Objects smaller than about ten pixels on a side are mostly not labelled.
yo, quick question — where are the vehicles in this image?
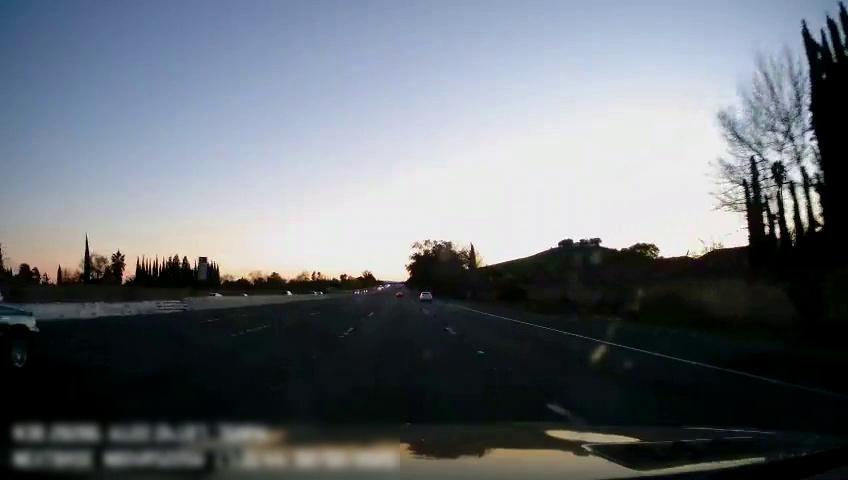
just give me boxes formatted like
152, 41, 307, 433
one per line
312, 290, 325, 295
279, 290, 293, 296
207, 291, 223, 297
419, 291, 433, 302
0, 305, 39, 375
